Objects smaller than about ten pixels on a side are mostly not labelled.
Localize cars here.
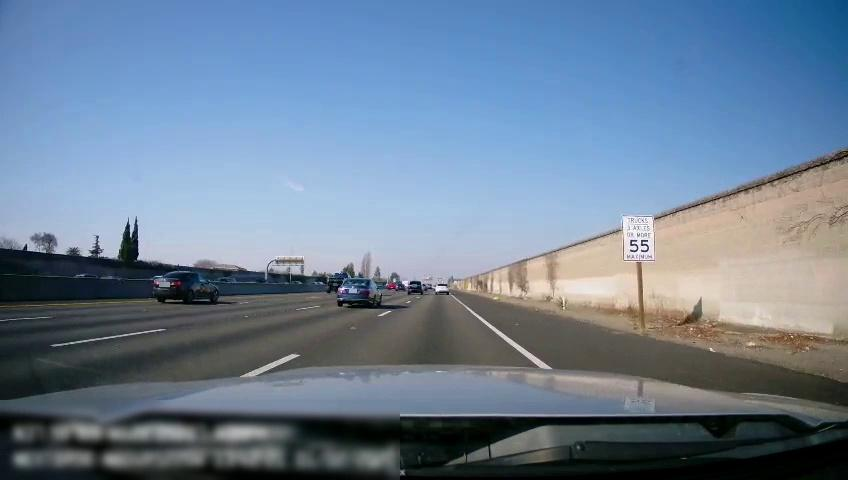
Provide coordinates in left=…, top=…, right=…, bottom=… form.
left=337, top=277, right=383, bottom=310
left=151, top=270, right=220, bottom=305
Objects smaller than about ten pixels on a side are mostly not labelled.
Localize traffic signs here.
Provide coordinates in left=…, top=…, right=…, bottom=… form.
left=621, top=214, right=655, bottom=263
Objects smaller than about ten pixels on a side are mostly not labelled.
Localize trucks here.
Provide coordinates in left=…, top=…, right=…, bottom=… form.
left=325, top=272, right=359, bottom=294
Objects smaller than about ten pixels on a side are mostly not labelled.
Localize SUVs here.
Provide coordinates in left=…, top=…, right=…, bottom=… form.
left=407, top=280, right=423, bottom=295
left=435, top=283, right=449, bottom=295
